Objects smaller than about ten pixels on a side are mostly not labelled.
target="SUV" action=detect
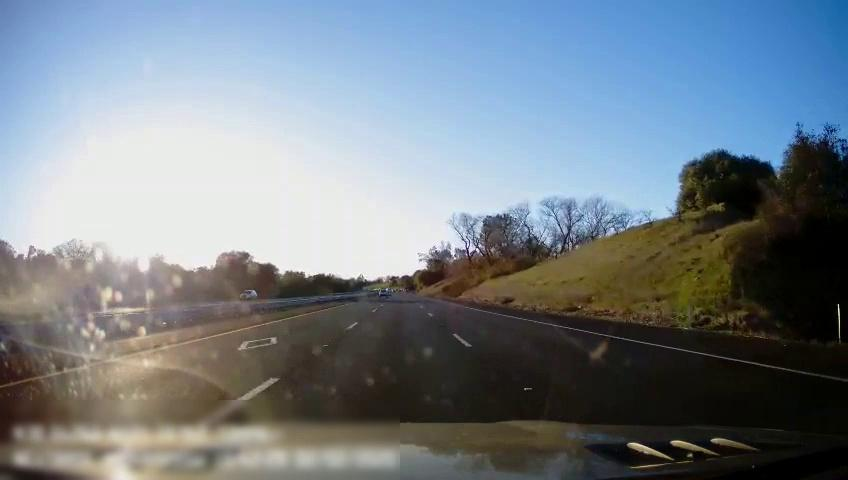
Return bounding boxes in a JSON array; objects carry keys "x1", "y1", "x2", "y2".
[{"x1": 378, "y1": 289, "x2": 391, "y2": 299}]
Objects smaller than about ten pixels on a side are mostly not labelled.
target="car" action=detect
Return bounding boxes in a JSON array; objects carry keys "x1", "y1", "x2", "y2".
[{"x1": 238, "y1": 289, "x2": 258, "y2": 301}]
